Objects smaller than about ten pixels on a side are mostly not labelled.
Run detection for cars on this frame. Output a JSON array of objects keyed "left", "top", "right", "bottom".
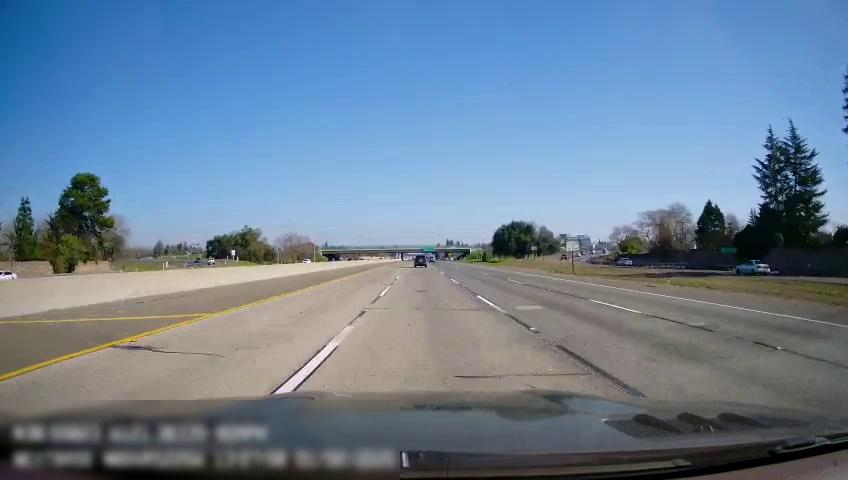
[
  {"left": 0, "top": 270, "right": 18, "bottom": 281},
  {"left": 616, "top": 257, "right": 633, "bottom": 266},
  {"left": 734, "top": 259, "right": 771, "bottom": 275}
]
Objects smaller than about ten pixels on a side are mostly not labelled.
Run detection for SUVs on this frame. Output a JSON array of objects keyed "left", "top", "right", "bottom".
[{"left": 415, "top": 255, "right": 427, "bottom": 268}]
